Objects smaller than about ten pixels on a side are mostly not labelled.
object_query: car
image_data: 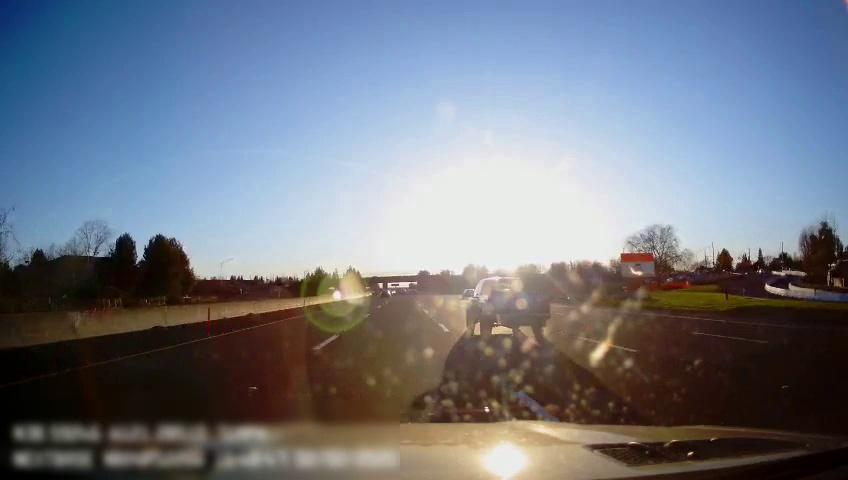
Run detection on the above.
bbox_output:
[462,289,475,300]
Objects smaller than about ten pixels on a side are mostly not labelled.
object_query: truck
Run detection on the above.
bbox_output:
[466,277,549,334]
